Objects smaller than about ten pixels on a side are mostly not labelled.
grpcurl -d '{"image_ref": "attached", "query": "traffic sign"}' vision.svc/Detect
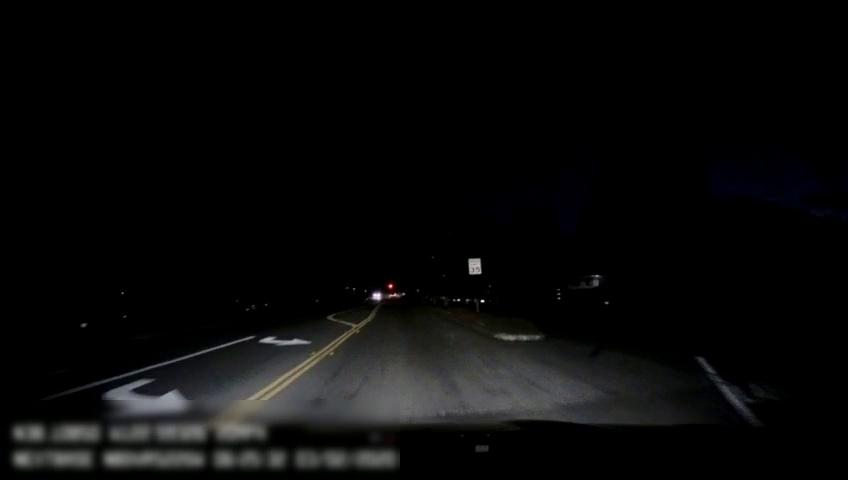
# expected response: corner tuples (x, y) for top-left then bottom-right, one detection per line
(467, 257), (483, 275)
